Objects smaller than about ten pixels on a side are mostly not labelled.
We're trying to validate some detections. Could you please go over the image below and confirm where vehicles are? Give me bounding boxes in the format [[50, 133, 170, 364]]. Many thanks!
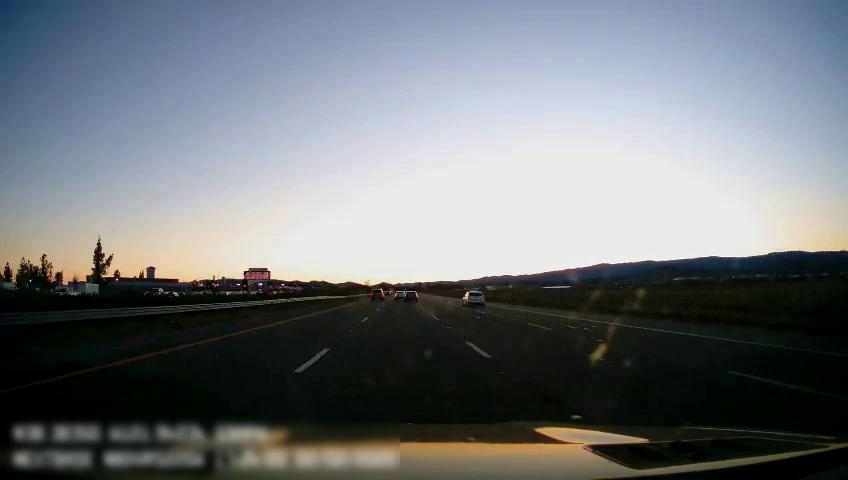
[[370, 289, 385, 301], [403, 290, 419, 304], [462, 291, 485, 308], [164, 291, 179, 299], [394, 290, 406, 300], [144, 288, 165, 298]]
